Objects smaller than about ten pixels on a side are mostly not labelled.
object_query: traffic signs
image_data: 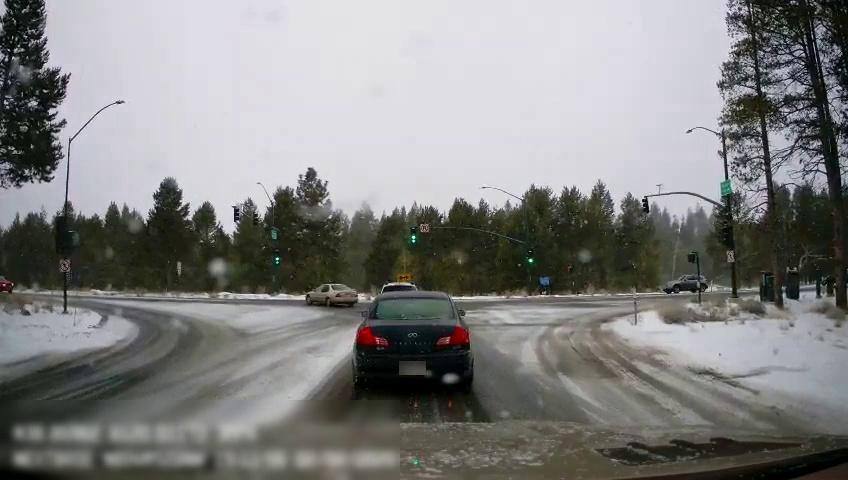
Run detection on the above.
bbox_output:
[59,259,71,272]
[396,273,410,281]
[726,250,734,263]
[720,179,732,195]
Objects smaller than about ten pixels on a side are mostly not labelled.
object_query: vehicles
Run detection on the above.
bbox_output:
[380,282,418,293]
[306,283,358,307]
[351,292,474,394]
[663,274,708,294]
[0,276,15,294]
[821,271,848,287]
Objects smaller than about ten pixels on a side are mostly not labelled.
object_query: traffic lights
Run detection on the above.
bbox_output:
[274,249,281,264]
[67,231,75,251]
[642,197,649,214]
[410,226,417,243]
[253,212,259,226]
[720,228,729,247]
[233,207,240,223]
[527,250,534,264]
